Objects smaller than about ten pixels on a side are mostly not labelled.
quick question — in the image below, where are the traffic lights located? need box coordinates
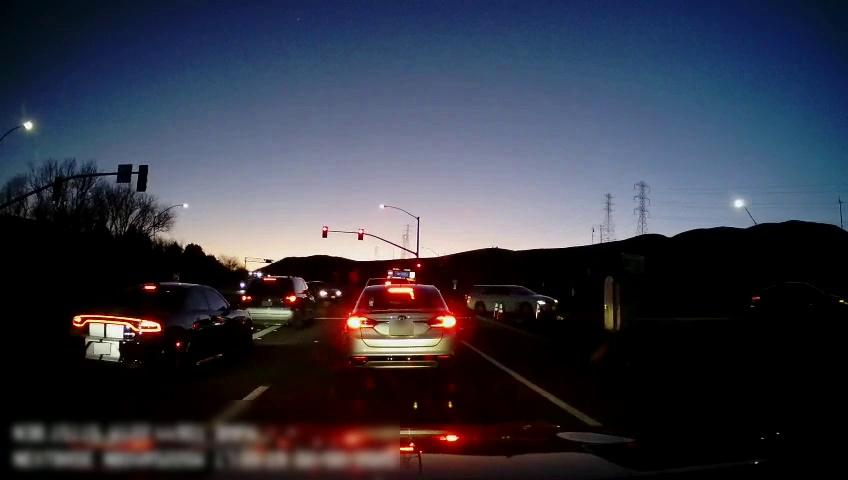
[136,164,149,192]
[357,228,364,241]
[321,225,328,239]
[51,176,63,202]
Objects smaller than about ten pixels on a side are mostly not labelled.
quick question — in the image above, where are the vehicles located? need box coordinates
[749,281,848,316]
[464,284,559,316]
[364,277,413,299]
[69,282,254,387]
[240,274,316,330]
[303,280,343,305]
[341,284,458,377]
